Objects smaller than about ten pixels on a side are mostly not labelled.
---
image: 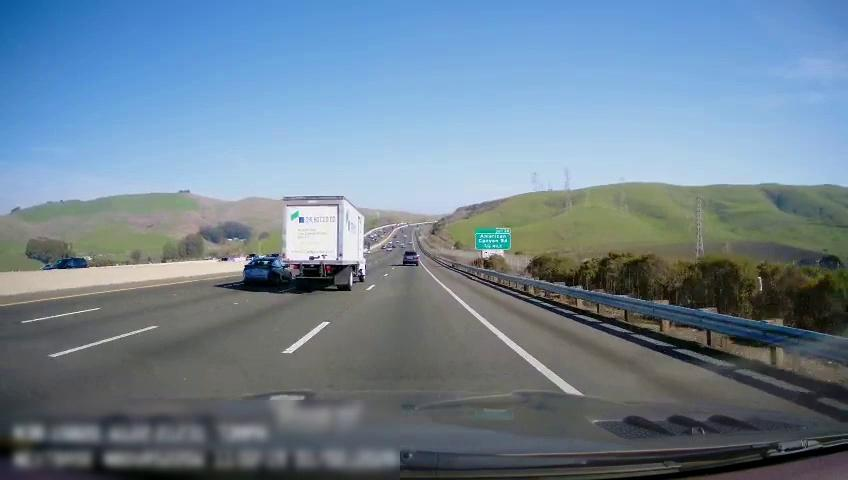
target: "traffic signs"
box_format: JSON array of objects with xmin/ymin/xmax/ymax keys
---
[
  {"xmin": 482, "ymin": 248, "xmax": 504, "ymax": 259},
  {"xmin": 474, "ymin": 227, "xmax": 512, "ymax": 251}
]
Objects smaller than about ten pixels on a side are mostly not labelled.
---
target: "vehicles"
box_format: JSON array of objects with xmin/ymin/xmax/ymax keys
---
[
  {"xmin": 246, "ymin": 253, "xmax": 256, "ymax": 260},
  {"xmin": 41, "ymin": 256, "xmax": 90, "ymax": 271},
  {"xmin": 401, "ymin": 251, "xmax": 418, "ymax": 267},
  {"xmin": 281, "ymin": 194, "xmax": 372, "ymax": 293},
  {"xmin": 243, "ymin": 256, "xmax": 293, "ymax": 284}
]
